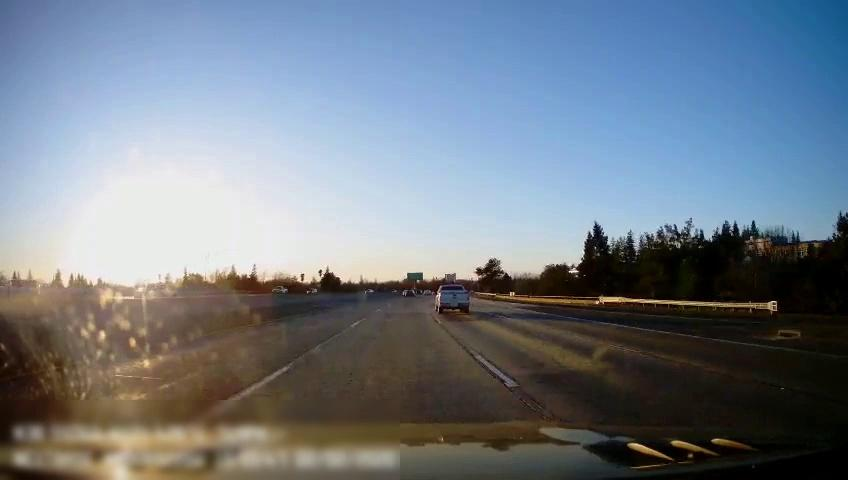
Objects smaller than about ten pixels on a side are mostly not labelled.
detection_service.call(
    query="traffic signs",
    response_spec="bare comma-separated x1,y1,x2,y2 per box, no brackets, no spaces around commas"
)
406,272,423,282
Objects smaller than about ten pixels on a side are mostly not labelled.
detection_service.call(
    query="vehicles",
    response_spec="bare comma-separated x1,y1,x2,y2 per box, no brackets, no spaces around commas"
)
404,289,416,299
0,277,42,297
422,288,432,296
434,283,473,315
271,286,288,295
